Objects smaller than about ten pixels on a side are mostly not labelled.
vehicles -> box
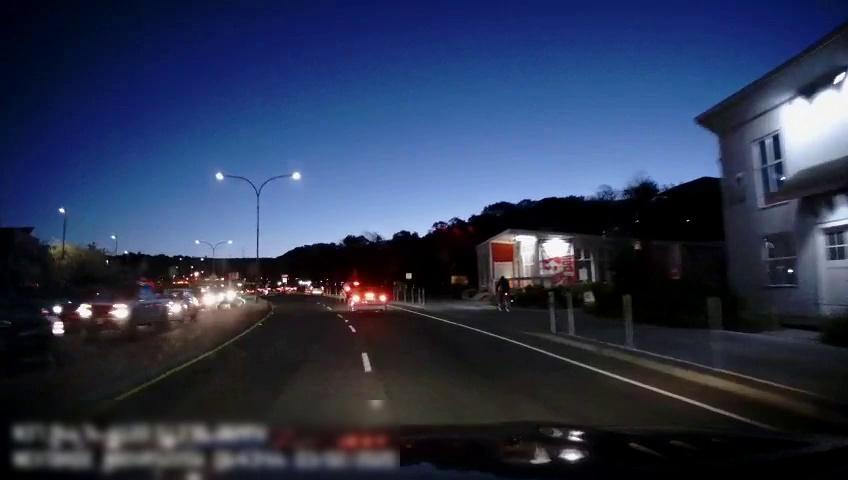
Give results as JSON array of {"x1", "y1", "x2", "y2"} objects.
[
  {"x1": 160, "y1": 289, "x2": 202, "y2": 329},
  {"x1": 263, "y1": 283, "x2": 282, "y2": 297},
  {"x1": 0, "y1": 299, "x2": 67, "y2": 370},
  {"x1": 52, "y1": 287, "x2": 104, "y2": 326},
  {"x1": 304, "y1": 283, "x2": 325, "y2": 297},
  {"x1": 340, "y1": 280, "x2": 365, "y2": 304},
  {"x1": 347, "y1": 284, "x2": 386, "y2": 314},
  {"x1": 76, "y1": 283, "x2": 170, "y2": 343}
]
